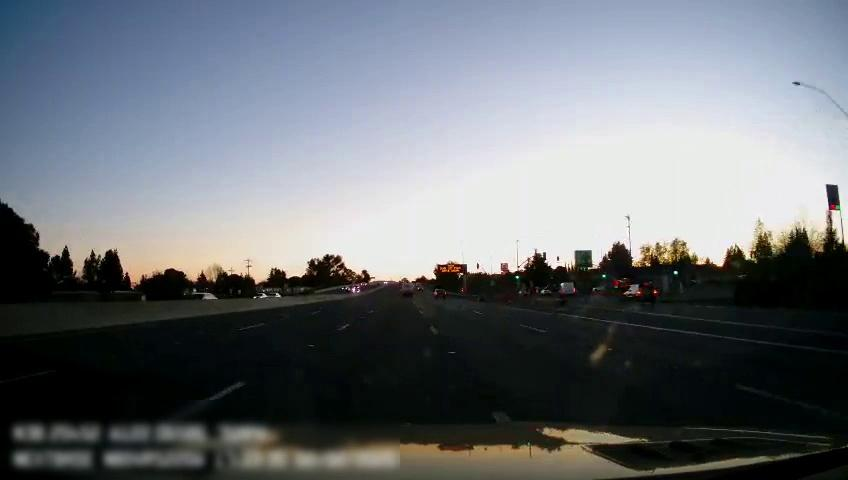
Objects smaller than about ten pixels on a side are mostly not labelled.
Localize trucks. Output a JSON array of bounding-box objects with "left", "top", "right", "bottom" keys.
[{"left": 433, "top": 289, "right": 447, "bottom": 299}]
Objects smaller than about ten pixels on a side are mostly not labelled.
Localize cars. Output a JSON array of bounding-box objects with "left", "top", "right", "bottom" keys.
[
  {"left": 253, "top": 293, "right": 268, "bottom": 299},
  {"left": 541, "top": 288, "right": 552, "bottom": 296},
  {"left": 265, "top": 292, "right": 282, "bottom": 299},
  {"left": 187, "top": 293, "right": 218, "bottom": 301}
]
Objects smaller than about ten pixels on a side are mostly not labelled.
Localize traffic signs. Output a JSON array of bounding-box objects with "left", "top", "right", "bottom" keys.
[{"left": 575, "top": 250, "right": 592, "bottom": 268}]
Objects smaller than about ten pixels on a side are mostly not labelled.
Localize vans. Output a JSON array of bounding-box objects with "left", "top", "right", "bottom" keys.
[
  {"left": 558, "top": 283, "right": 575, "bottom": 297},
  {"left": 401, "top": 283, "right": 414, "bottom": 297}
]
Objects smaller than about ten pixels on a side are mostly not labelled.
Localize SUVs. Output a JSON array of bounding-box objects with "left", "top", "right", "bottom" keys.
[{"left": 622, "top": 283, "right": 657, "bottom": 304}]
